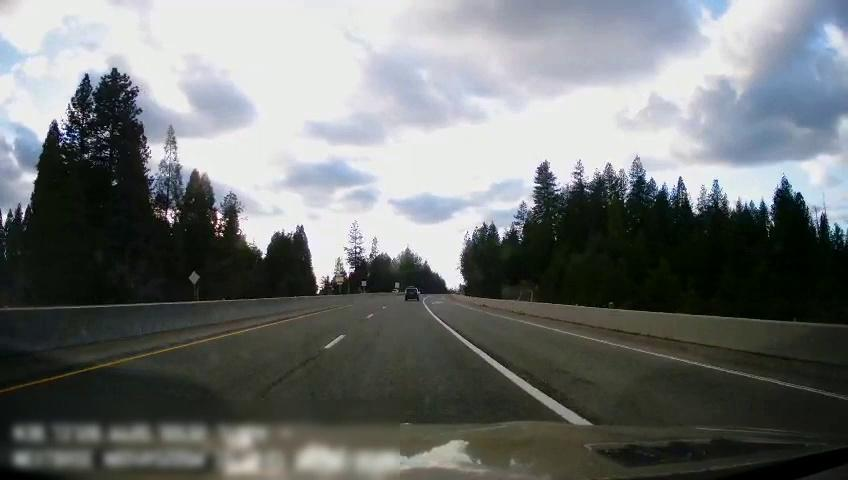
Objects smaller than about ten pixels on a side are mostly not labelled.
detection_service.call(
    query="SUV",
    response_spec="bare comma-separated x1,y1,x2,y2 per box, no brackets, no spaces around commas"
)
404,287,420,302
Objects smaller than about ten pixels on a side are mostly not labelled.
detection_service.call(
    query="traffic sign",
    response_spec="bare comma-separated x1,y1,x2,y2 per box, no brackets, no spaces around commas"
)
188,271,200,286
